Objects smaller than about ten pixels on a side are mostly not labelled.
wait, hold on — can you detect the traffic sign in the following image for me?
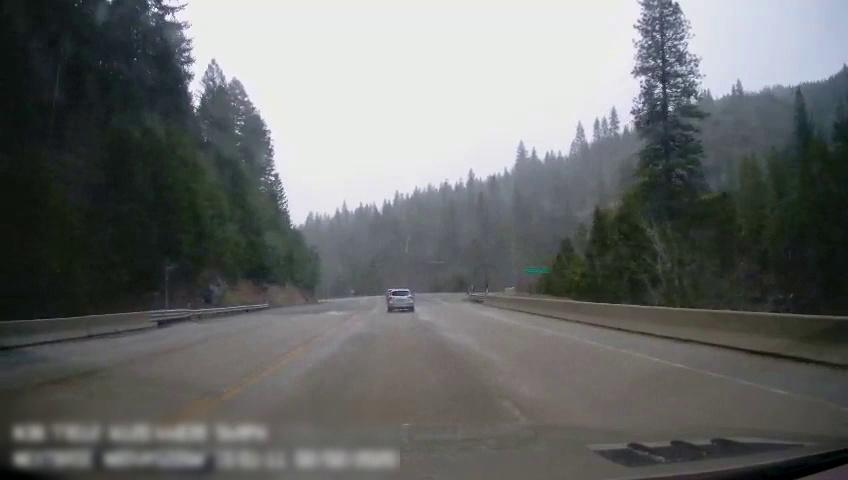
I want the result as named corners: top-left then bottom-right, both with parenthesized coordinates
top-left (523, 267), bottom-right (545, 275)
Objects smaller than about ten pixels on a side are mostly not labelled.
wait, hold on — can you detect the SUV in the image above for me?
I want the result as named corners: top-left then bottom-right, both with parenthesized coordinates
top-left (387, 288), bottom-right (415, 312)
